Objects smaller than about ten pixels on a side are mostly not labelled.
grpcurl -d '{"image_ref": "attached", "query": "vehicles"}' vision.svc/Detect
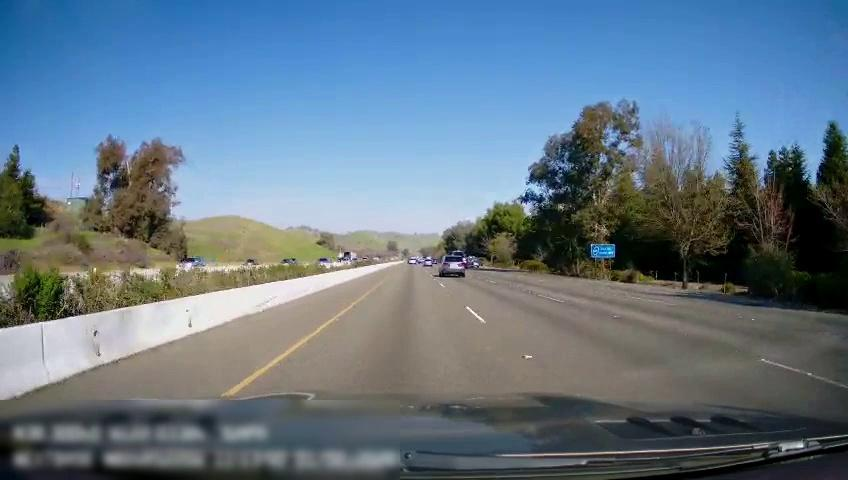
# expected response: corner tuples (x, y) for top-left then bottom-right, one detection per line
(423, 257), (433, 267)
(343, 251), (357, 260)
(465, 254), (481, 269)
(317, 257), (330, 264)
(175, 257), (206, 273)
(245, 258), (257, 266)
(451, 250), (469, 270)
(279, 257), (297, 265)
(439, 254), (466, 277)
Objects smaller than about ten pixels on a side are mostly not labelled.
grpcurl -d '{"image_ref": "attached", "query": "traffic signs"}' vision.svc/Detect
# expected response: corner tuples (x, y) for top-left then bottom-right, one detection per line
(590, 243), (616, 259)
